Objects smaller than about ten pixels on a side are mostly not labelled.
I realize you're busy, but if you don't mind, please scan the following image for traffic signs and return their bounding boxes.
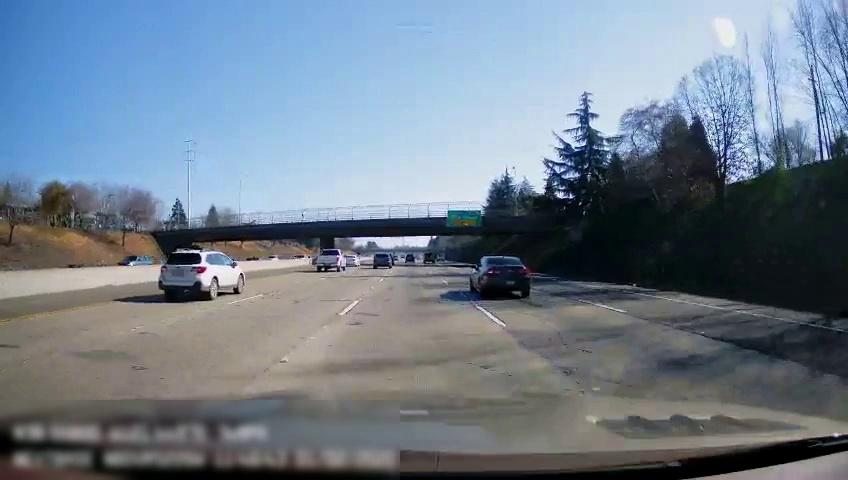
[448,209,482,229]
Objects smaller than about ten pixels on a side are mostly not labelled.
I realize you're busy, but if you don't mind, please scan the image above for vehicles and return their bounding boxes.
[155,249,246,302]
[346,254,361,268]
[404,254,416,263]
[246,255,262,262]
[315,248,347,273]
[372,252,393,270]
[266,255,280,261]
[469,256,531,299]
[116,255,153,267]
[423,255,435,264]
